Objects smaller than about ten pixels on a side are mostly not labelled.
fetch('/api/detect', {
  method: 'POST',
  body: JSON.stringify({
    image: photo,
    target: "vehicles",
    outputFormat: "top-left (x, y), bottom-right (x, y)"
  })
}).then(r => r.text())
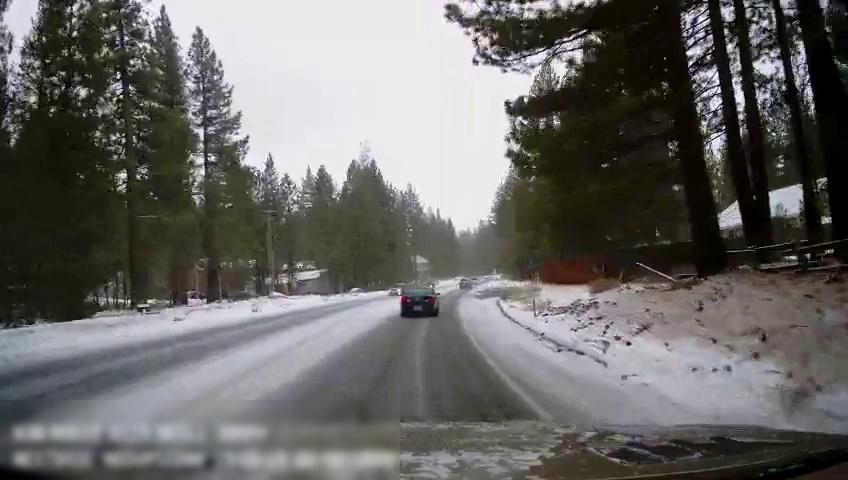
top-left (459, 277), bottom-right (473, 289)
top-left (388, 287), bottom-right (404, 296)
top-left (400, 288), bottom-right (441, 318)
